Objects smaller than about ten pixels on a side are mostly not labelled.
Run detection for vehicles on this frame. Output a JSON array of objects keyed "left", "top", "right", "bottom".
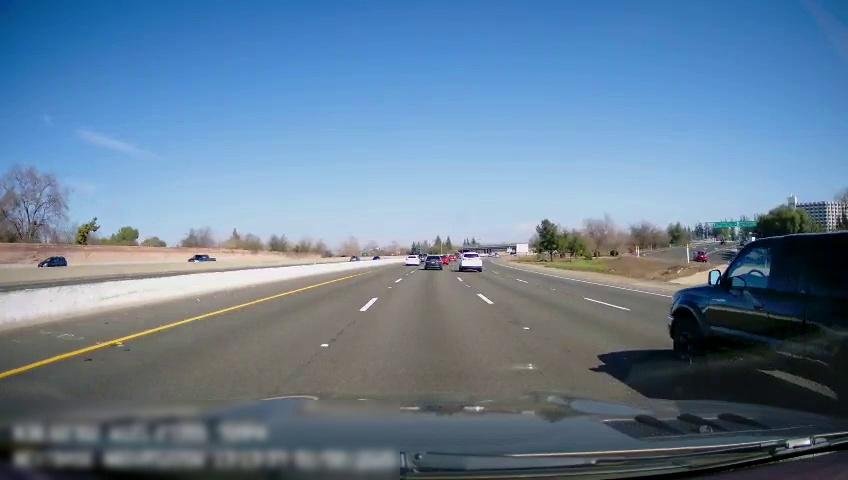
[
  {"left": 186, "top": 254, "right": 217, "bottom": 263},
  {"left": 436, "top": 255, "right": 449, "bottom": 266},
  {"left": 424, "top": 255, "right": 443, "bottom": 271},
  {"left": 666, "top": 230, "right": 848, "bottom": 422},
  {"left": 693, "top": 250, "right": 709, "bottom": 263},
  {"left": 404, "top": 254, "right": 421, "bottom": 267},
  {"left": 349, "top": 255, "right": 361, "bottom": 262},
  {"left": 37, "top": 256, "right": 68, "bottom": 268},
  {"left": 458, "top": 251, "right": 483, "bottom": 273}
]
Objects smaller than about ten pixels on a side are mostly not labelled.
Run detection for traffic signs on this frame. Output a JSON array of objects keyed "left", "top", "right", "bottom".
[
  {"left": 739, "top": 220, "right": 757, "bottom": 227},
  {"left": 516, "top": 243, "right": 529, "bottom": 253},
  {"left": 713, "top": 221, "right": 737, "bottom": 229}
]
